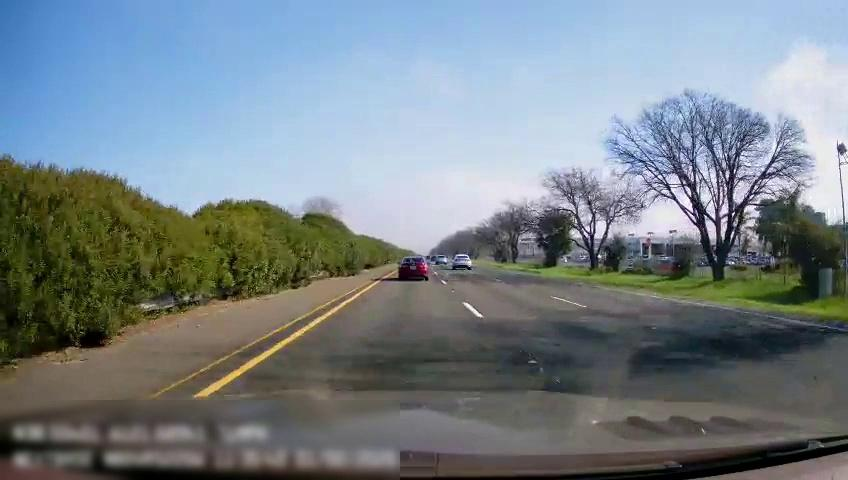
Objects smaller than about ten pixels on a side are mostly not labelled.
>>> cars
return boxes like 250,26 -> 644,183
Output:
397,256 -> 430,282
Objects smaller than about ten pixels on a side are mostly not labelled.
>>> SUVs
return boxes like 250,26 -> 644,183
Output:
452,253 -> 472,270
435,255 -> 447,265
